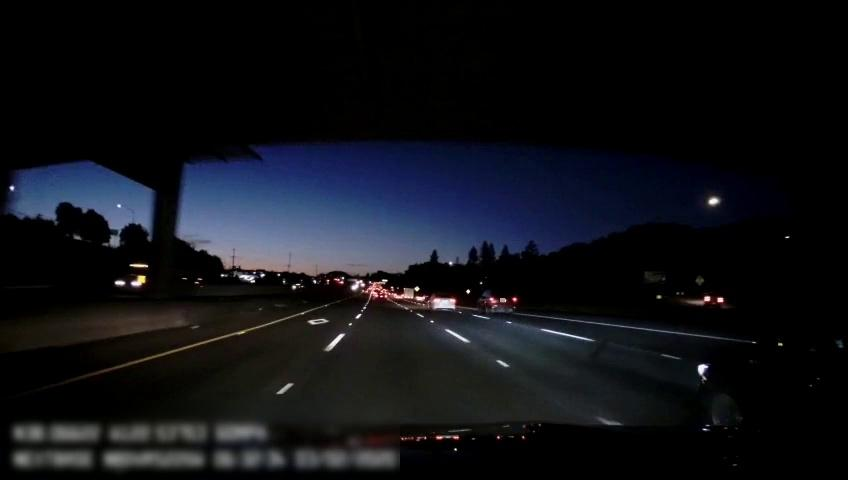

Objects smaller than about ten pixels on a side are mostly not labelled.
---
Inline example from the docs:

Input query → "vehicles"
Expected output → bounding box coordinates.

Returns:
[426,292,457,311]
[478,288,519,316]
[692,291,848,433]
[112,272,147,294]
[403,287,414,301]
